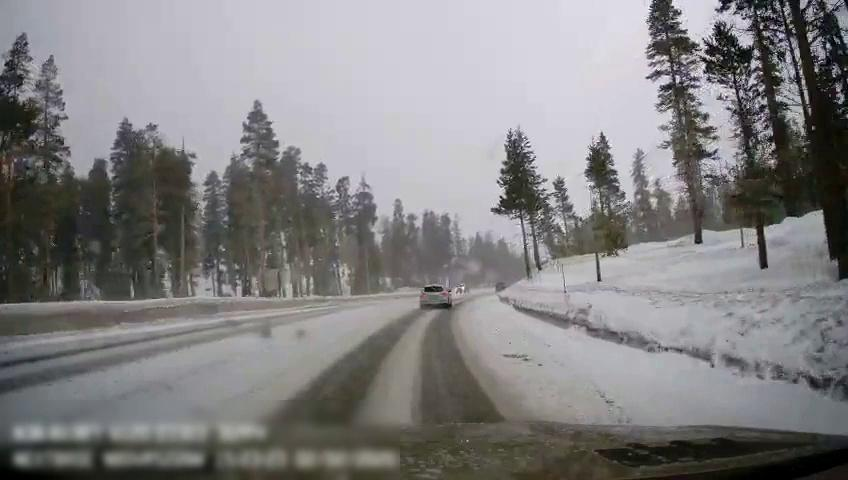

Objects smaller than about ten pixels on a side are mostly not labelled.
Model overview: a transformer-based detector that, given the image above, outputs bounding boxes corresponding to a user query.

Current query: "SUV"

[419,284,453,309]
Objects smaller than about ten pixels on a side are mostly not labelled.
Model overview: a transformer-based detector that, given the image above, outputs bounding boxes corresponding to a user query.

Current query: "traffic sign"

[260,268,287,292]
